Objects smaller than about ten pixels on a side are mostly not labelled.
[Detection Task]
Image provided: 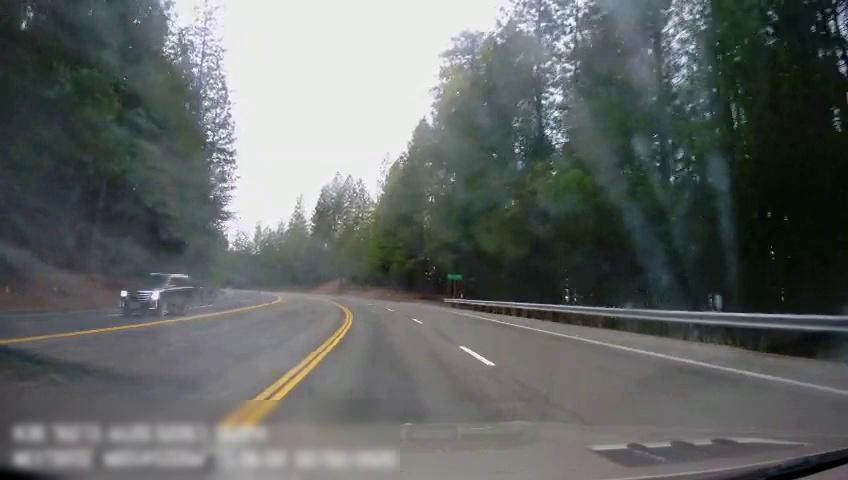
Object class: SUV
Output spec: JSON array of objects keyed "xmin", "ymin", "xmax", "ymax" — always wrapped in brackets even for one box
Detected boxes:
[{"xmin": 118, "ymin": 272, "xmax": 194, "ymax": 319}]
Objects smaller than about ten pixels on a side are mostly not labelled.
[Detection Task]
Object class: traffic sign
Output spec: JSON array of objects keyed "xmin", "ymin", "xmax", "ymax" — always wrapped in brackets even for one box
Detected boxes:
[{"xmin": 448, "ymin": 274, "xmax": 463, "ymax": 280}]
